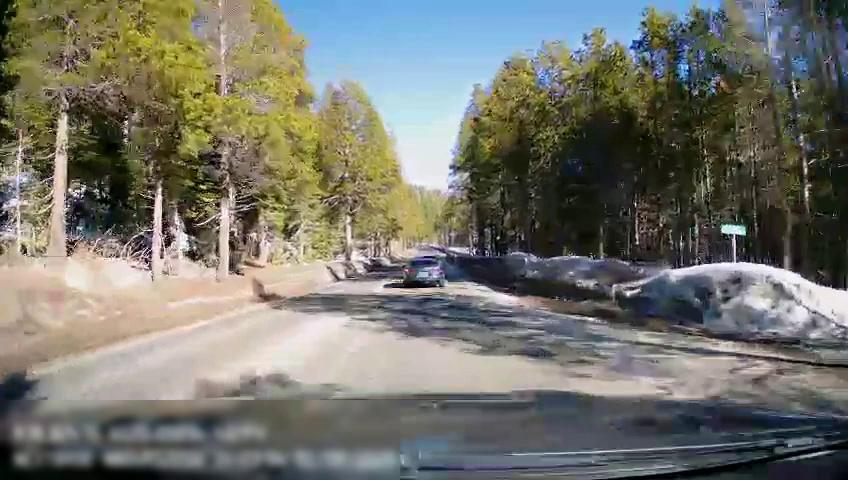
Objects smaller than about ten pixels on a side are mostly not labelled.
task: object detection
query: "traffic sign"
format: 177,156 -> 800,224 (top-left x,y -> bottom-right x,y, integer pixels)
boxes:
720,224 -> 747,235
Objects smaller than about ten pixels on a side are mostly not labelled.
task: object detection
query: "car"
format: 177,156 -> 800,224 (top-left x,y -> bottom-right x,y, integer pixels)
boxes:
403,256 -> 446,289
